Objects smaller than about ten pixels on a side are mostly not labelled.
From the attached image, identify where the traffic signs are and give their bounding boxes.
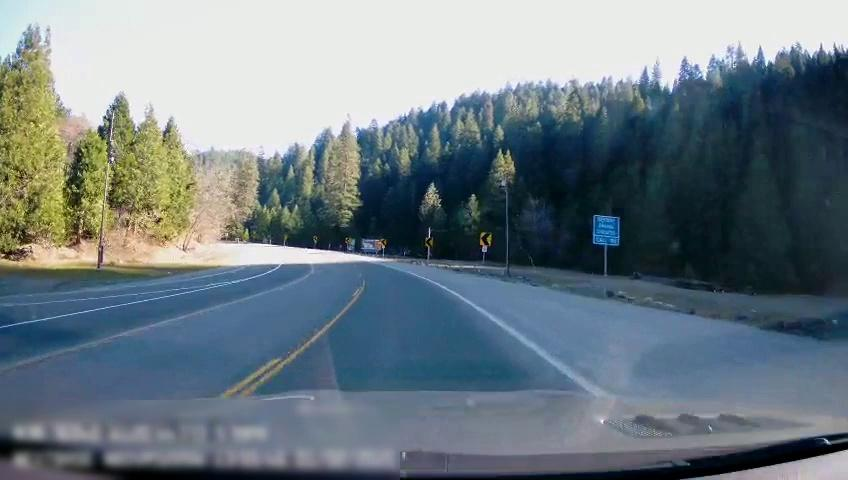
[480,232,494,246]
[424,238,435,248]
[591,212,622,246]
